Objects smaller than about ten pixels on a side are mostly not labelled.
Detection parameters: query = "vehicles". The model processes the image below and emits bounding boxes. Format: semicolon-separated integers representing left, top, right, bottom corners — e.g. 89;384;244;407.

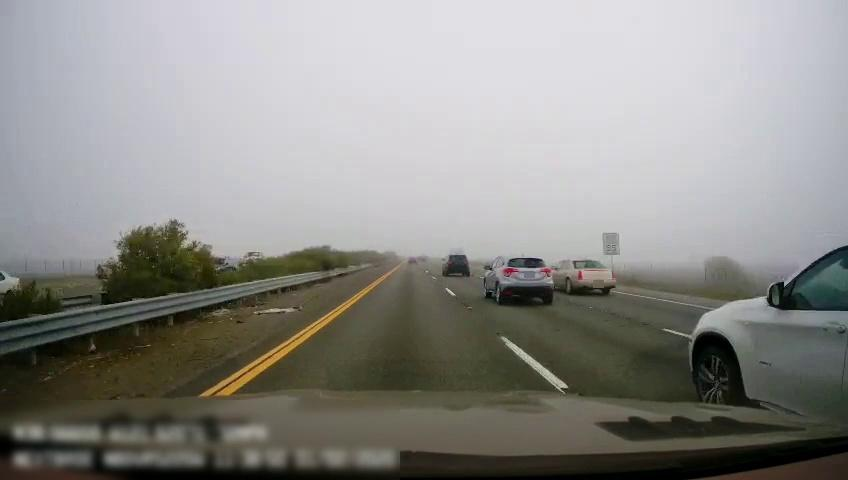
0;270;23;300
548;258;617;296
212;256;239;275
687;241;848;425
238;250;266;269
482;255;555;306
441;254;471;278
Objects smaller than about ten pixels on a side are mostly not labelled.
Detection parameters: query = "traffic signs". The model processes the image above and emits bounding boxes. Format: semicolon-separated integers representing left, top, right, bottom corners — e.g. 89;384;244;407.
449;248;465;256
601;231;622;257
